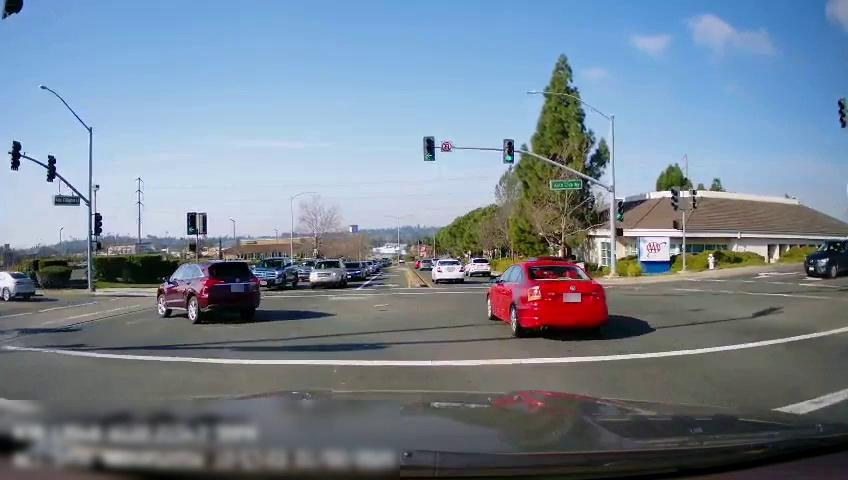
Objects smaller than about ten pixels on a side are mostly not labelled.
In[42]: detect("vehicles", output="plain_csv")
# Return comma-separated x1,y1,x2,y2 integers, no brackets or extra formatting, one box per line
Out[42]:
250,256,299,290
155,262,261,324
465,257,492,278
804,236,848,280
430,259,465,285
0,269,38,303
344,260,367,283
309,258,348,290
418,257,433,271
298,257,313,281
486,257,609,337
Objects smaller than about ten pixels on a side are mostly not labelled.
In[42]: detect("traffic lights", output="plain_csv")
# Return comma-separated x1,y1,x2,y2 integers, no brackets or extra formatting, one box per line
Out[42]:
93,212,105,236
691,189,699,210
10,140,23,170
0,0,25,15
837,97,848,128
422,137,436,160
504,139,516,164
47,155,57,184
671,188,680,209
198,211,207,235
185,211,198,234
617,199,625,222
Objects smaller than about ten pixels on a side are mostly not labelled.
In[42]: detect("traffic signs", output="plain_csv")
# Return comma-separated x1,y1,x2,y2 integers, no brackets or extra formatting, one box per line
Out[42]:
440,142,451,153
548,179,584,191
52,194,81,207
